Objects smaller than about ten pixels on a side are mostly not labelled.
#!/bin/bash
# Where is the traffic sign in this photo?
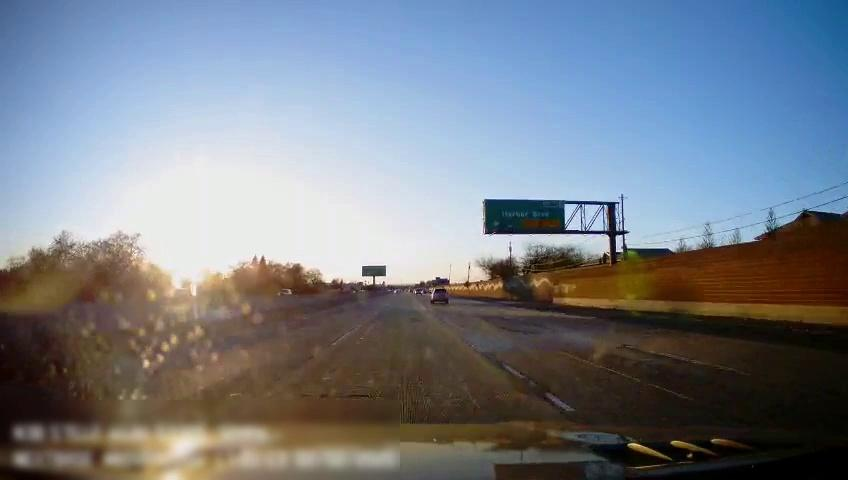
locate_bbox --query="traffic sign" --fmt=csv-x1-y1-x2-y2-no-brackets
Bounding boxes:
484,198,565,232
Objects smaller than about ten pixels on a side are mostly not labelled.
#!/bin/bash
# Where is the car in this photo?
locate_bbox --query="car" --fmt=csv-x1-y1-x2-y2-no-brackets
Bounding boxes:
278,289,292,297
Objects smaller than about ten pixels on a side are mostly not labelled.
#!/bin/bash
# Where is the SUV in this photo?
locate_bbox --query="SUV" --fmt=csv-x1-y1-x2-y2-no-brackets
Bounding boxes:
430,289,449,305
